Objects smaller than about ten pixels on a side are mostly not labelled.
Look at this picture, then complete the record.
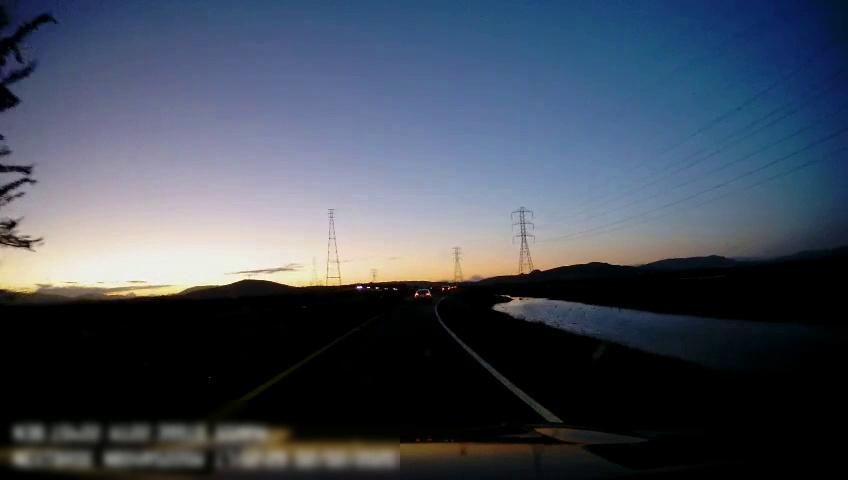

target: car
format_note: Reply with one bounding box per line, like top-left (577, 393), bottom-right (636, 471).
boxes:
top-left (415, 289), bottom-right (433, 303)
